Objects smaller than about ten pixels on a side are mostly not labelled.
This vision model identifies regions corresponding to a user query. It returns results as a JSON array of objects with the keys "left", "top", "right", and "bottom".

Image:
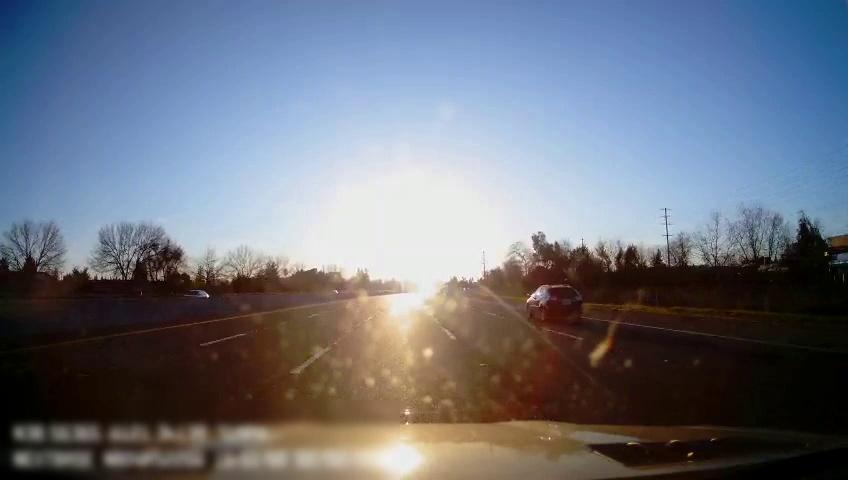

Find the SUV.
[{"left": 525, "top": 284, "right": 584, "bottom": 322}]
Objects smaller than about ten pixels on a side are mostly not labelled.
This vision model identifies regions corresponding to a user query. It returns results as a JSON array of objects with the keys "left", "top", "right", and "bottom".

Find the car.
[{"left": 183, "top": 289, "right": 211, "bottom": 300}]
